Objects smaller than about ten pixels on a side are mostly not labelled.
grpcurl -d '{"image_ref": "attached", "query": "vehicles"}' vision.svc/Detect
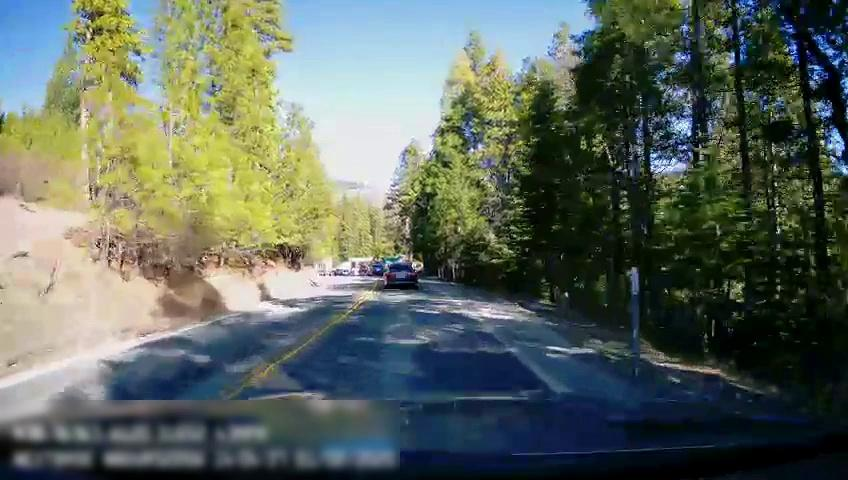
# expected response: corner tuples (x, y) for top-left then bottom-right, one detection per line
(368, 264), (385, 277)
(358, 265), (369, 274)
(383, 263), (418, 288)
